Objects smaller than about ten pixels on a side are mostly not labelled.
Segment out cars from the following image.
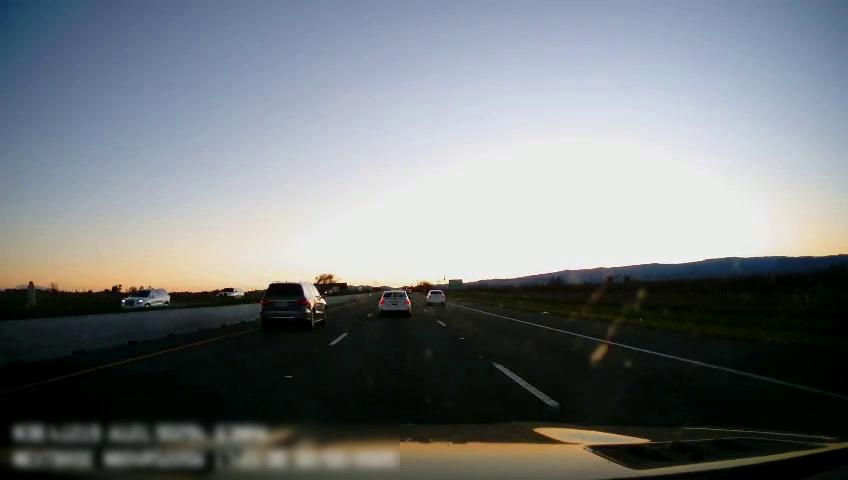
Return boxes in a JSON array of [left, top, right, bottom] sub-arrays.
[[377, 290, 411, 316], [424, 289, 446, 305]]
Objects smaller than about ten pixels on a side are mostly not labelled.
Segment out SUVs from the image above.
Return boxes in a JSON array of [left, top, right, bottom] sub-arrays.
[[261, 281, 330, 331], [217, 287, 245, 300], [121, 288, 171, 310]]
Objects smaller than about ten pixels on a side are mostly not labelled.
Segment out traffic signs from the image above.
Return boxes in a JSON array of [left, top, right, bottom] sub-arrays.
[[448, 278, 463, 287]]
